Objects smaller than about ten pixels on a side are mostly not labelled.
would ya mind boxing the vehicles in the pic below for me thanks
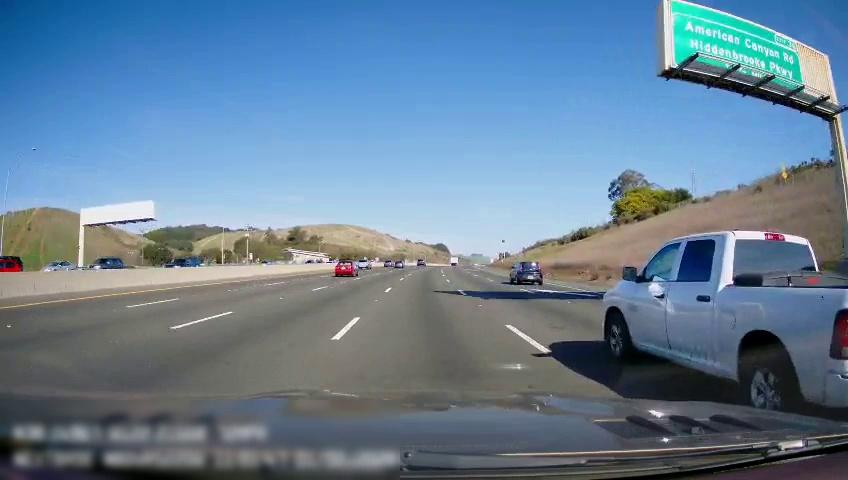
[601,231,848,414]
[88,255,129,271]
[334,259,358,278]
[357,258,371,270]
[165,255,201,269]
[383,260,394,268]
[0,255,24,272]
[42,259,76,273]
[509,260,544,286]
[417,258,426,266]
[394,260,404,269]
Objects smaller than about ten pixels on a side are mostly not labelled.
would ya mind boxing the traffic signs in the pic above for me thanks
[671,0,803,92]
